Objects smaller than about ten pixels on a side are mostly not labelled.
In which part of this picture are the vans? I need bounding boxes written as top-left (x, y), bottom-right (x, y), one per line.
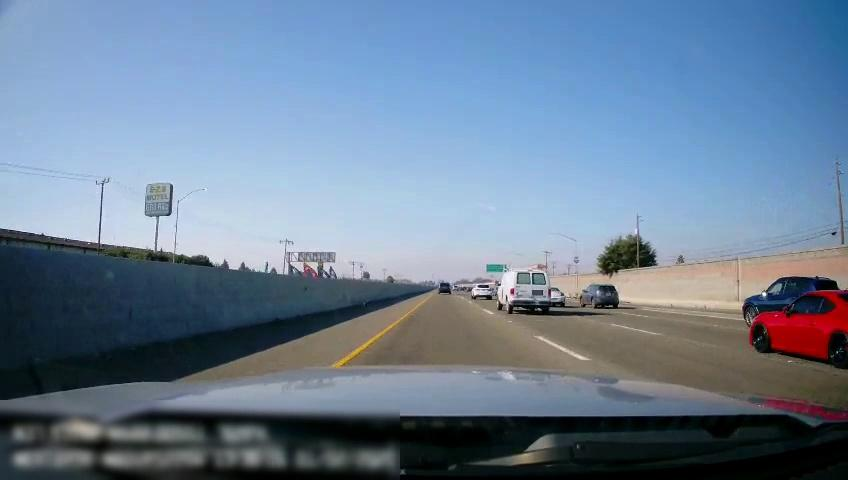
top-left (494, 270), bottom-right (550, 314)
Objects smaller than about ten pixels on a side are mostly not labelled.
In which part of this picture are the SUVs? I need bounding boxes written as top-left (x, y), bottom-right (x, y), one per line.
top-left (470, 282), bottom-right (493, 300)
top-left (438, 281), bottom-right (452, 295)
top-left (742, 275), bottom-right (842, 327)
top-left (580, 283), bottom-right (620, 309)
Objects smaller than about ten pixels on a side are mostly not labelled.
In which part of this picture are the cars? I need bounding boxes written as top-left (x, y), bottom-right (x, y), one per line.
top-left (549, 286), bottom-right (566, 307)
top-left (749, 289), bottom-right (848, 369)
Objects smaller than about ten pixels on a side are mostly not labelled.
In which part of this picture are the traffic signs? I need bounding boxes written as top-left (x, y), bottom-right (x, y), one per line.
top-left (486, 263), bottom-right (509, 273)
